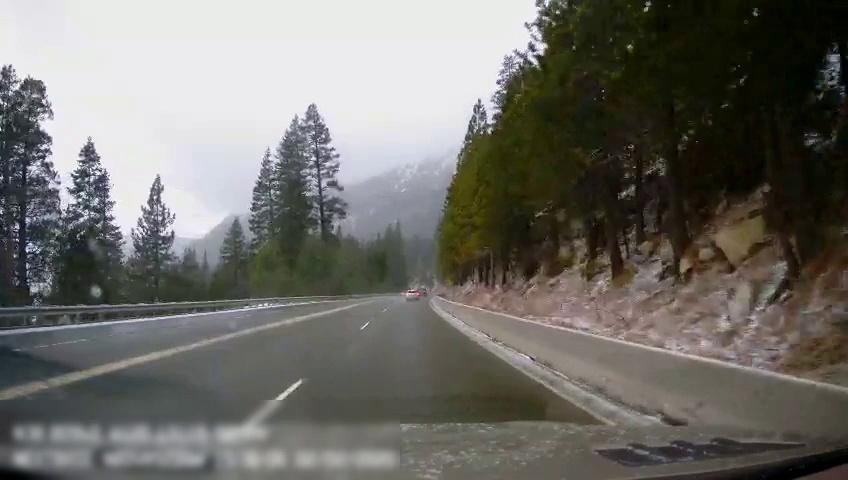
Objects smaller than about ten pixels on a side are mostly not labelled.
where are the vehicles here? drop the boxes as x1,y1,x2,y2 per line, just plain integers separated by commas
416,287,428,297
405,289,419,301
